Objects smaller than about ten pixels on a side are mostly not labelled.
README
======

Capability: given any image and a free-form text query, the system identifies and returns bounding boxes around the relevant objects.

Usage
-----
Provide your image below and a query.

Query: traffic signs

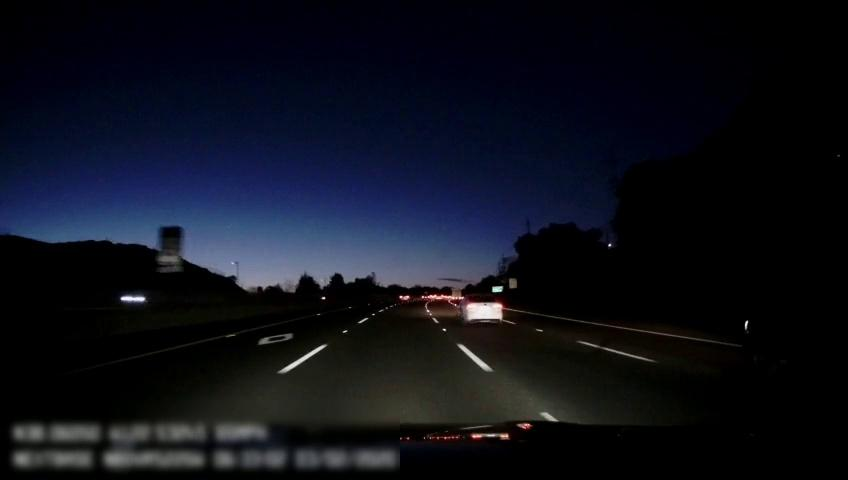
[492,286,503,293]
[509,278,517,289]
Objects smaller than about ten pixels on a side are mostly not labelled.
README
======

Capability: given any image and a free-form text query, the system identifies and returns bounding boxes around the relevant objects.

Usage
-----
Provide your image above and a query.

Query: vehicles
[742,266,848,381]
[458,292,505,325]
[452,288,462,300]
[118,289,156,305]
